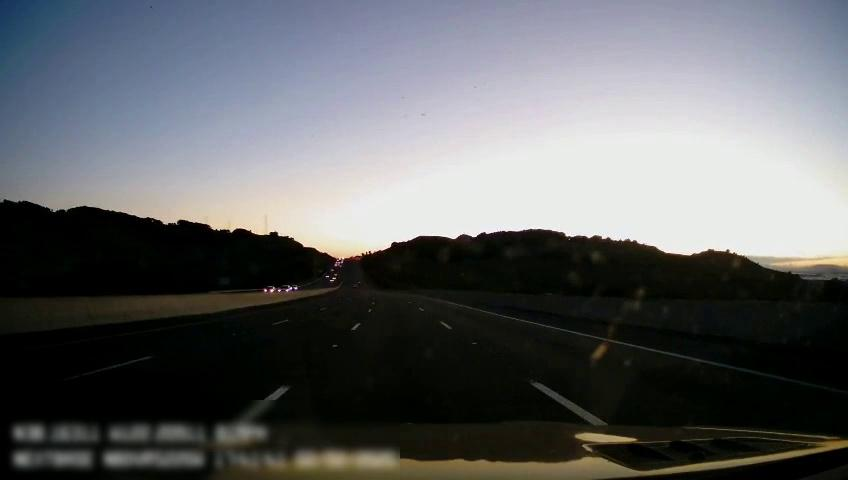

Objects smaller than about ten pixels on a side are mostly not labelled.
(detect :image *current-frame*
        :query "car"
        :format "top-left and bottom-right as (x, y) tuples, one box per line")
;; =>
(263, 285), (276, 293)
